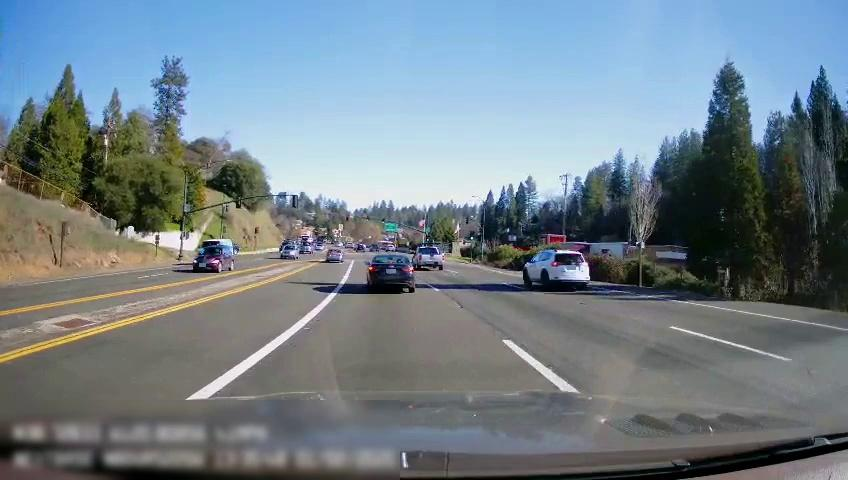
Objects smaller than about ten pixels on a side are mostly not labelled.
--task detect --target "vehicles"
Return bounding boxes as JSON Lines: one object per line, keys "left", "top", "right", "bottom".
{"left": 365, "top": 253, "right": 417, "bottom": 295}
{"left": 325, "top": 248, "right": 344, "bottom": 263}
{"left": 279, "top": 244, "right": 301, "bottom": 260}
{"left": 279, "top": 240, "right": 296, "bottom": 254}
{"left": 522, "top": 249, "right": 590, "bottom": 292}
{"left": 198, "top": 238, "right": 233, "bottom": 249}
{"left": 409, "top": 246, "right": 444, "bottom": 273}
{"left": 191, "top": 244, "right": 236, "bottom": 273}
{"left": 299, "top": 240, "right": 315, "bottom": 255}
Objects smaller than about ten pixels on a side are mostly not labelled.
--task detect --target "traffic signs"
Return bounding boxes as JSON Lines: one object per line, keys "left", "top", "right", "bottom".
{"left": 382, "top": 222, "right": 399, "bottom": 233}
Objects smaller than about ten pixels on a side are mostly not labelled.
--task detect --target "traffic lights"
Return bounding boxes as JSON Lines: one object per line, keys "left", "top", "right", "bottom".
{"left": 289, "top": 195, "right": 298, "bottom": 207}
{"left": 235, "top": 197, "right": 244, "bottom": 209}
{"left": 179, "top": 217, "right": 184, "bottom": 232}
